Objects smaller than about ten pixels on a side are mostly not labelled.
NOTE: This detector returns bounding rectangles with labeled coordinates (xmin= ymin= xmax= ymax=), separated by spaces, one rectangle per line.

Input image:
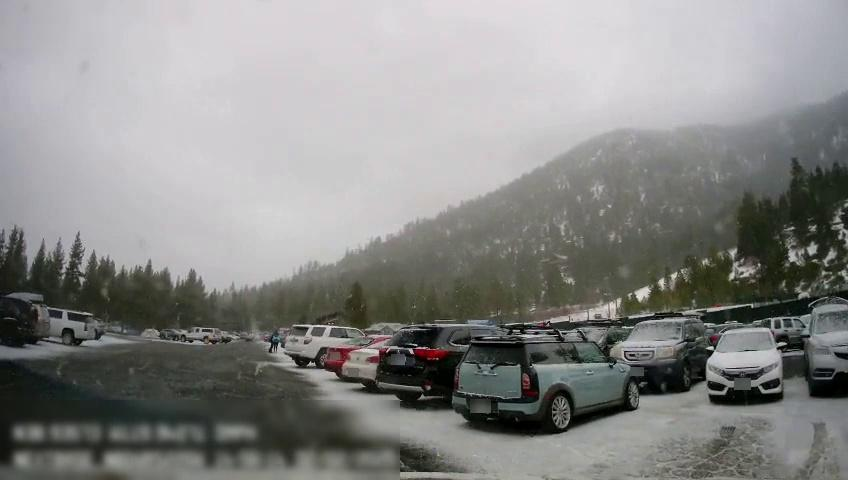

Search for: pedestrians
xmin=269 ymin=333 xmax=273 ymax=353
xmin=272 ymin=334 xmax=279 ymax=353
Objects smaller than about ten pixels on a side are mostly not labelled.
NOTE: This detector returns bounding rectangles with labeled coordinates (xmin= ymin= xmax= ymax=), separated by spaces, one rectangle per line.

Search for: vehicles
xmin=284 ymin=323 xmax=366 ymax=370
xmin=49 ymin=306 xmax=96 ymax=346
xmin=32 ymin=305 xmax=50 ymax=345
xmin=179 ymin=327 xmax=219 ymax=345
xmin=0 ymin=296 xmax=39 ymax=348
xmin=323 ymin=336 xmax=389 ymax=380
xmin=705 ymin=327 xmax=789 ymax=404
xmin=451 ymin=339 xmax=641 ymax=435
xmin=96 ymin=319 xmax=105 ymax=340
xmin=804 ymin=304 xmax=848 ymax=399
xmin=705 ymin=327 xmax=734 ymax=345
xmin=341 ymin=338 xmax=391 ymax=390
xmin=758 ymin=317 xmax=809 ymax=351
xmin=158 ymin=328 xmax=180 ymax=342
xmin=577 ymin=325 xmax=631 ymax=354
xmin=376 ymin=327 xmax=500 ymax=405
xmin=608 ymin=319 xmax=714 ymax=393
